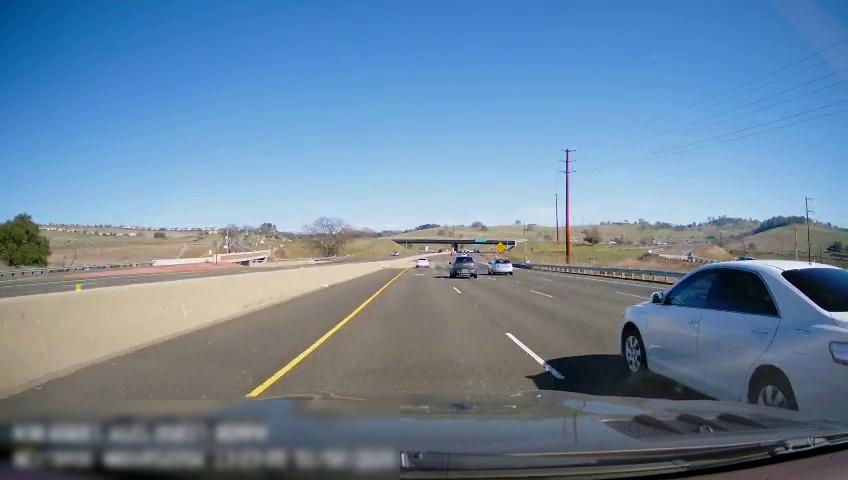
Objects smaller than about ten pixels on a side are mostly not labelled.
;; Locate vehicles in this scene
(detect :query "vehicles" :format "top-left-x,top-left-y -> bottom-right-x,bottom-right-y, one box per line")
735,255 -> 757,261
614,258 -> 848,420
415,257 -> 429,268
487,257 -> 513,275
448,256 -> 478,279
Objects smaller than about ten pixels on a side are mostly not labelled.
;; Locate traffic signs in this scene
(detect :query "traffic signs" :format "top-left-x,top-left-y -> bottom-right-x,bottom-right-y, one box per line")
495,241 -> 506,255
